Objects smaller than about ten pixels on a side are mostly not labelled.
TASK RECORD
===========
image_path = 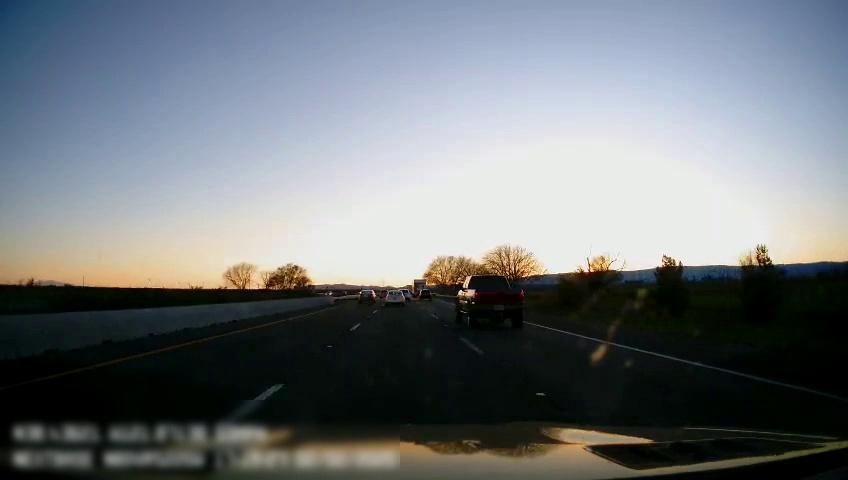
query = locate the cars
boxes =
[358,288,377,305]
[384,289,406,307]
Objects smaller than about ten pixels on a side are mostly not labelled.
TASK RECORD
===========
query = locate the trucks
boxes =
[411,279,426,299]
[453,274,527,328]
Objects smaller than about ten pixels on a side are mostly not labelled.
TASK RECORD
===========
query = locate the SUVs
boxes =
[398,288,412,303]
[418,288,432,301]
